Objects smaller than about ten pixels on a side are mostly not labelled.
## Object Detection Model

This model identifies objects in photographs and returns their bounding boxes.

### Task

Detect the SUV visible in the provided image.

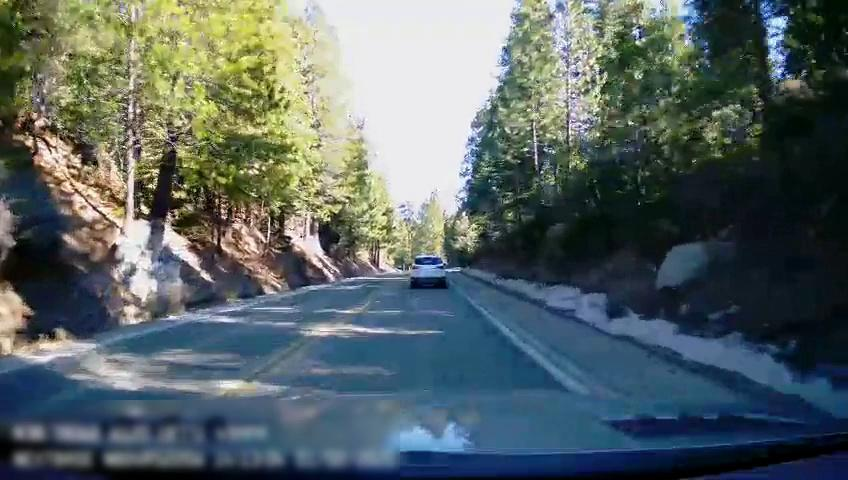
[406,254,449,289]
